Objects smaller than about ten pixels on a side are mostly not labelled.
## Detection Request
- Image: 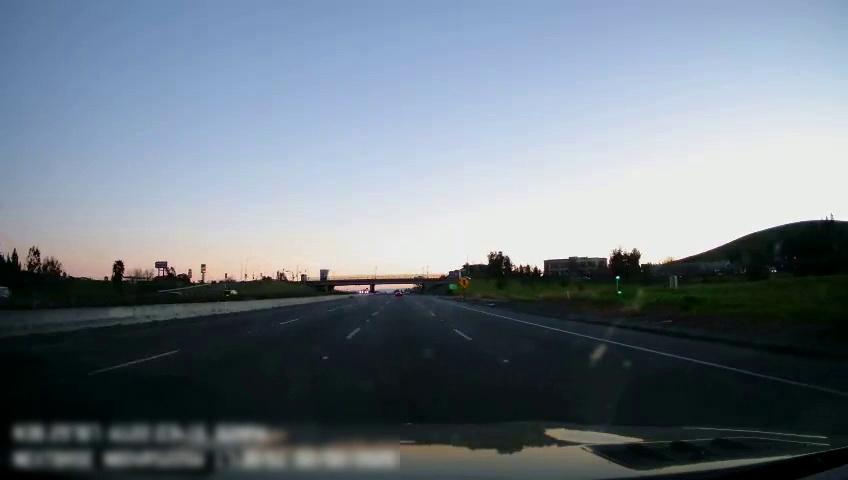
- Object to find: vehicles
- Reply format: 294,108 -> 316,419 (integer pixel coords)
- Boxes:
0,286 -> 12,301
222,289 -> 239,298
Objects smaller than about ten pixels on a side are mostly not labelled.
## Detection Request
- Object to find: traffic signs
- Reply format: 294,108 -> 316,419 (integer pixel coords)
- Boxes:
458,277 -> 470,289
